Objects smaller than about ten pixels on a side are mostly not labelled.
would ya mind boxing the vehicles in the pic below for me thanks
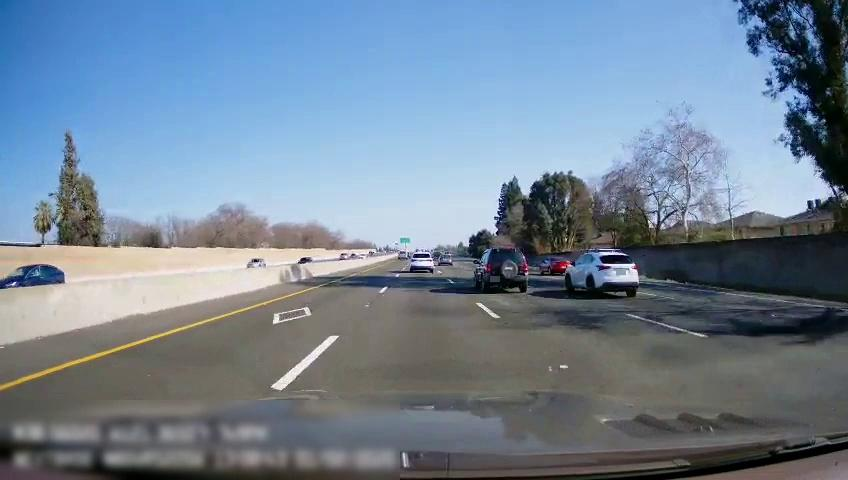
[0,264,65,289]
[337,252,350,260]
[410,251,434,273]
[539,255,570,274]
[397,251,409,261]
[438,253,454,268]
[472,246,529,294]
[564,252,640,301]
[296,257,313,264]
[246,258,267,268]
